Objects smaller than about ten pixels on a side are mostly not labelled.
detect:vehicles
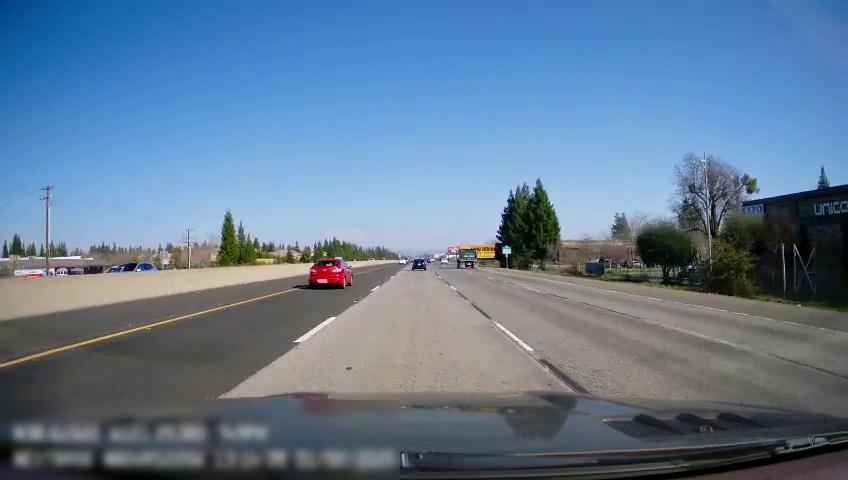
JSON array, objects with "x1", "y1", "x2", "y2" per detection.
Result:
[
  {"x1": 412, "y1": 258, "x2": 427, "y2": 271},
  {"x1": 456, "y1": 248, "x2": 479, "y2": 270},
  {"x1": 100, "y1": 264, "x2": 126, "y2": 274},
  {"x1": 308, "y1": 258, "x2": 353, "y2": 289},
  {"x1": 118, "y1": 261, "x2": 159, "y2": 273}
]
